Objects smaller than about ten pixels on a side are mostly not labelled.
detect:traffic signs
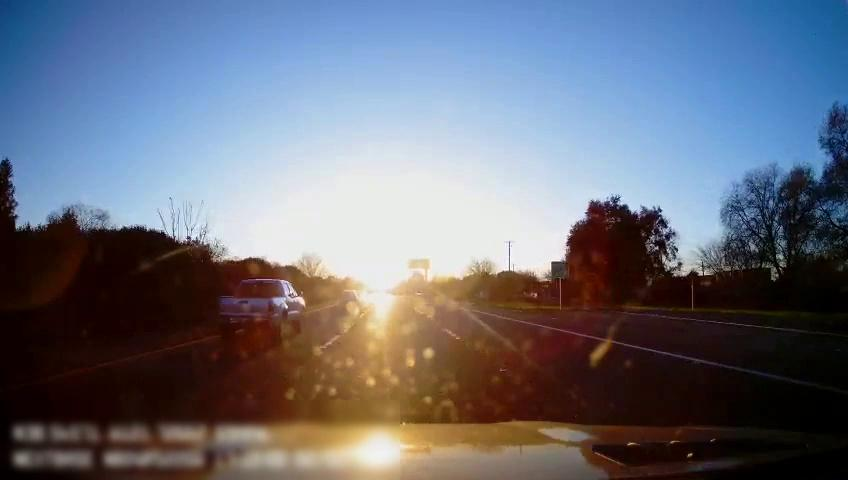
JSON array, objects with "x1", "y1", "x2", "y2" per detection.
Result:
[
  {"x1": 409, "y1": 258, "x2": 429, "y2": 270},
  {"x1": 551, "y1": 261, "x2": 569, "y2": 278}
]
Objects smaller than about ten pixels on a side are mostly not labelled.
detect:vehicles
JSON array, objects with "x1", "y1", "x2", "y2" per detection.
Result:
[
  {"x1": 338, "y1": 290, "x2": 359, "y2": 307},
  {"x1": 216, "y1": 278, "x2": 307, "y2": 346}
]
